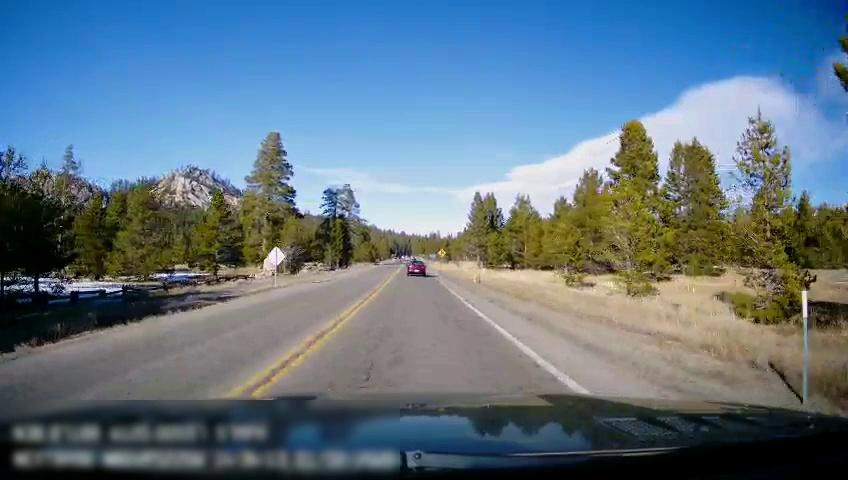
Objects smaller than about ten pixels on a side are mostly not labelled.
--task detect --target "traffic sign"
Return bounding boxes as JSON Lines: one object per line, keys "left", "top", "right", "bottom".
{"left": 264, "top": 246, "right": 285, "bottom": 267}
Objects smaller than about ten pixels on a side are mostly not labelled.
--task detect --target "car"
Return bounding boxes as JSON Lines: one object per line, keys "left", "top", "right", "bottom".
{"left": 406, "top": 259, "right": 427, "bottom": 277}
